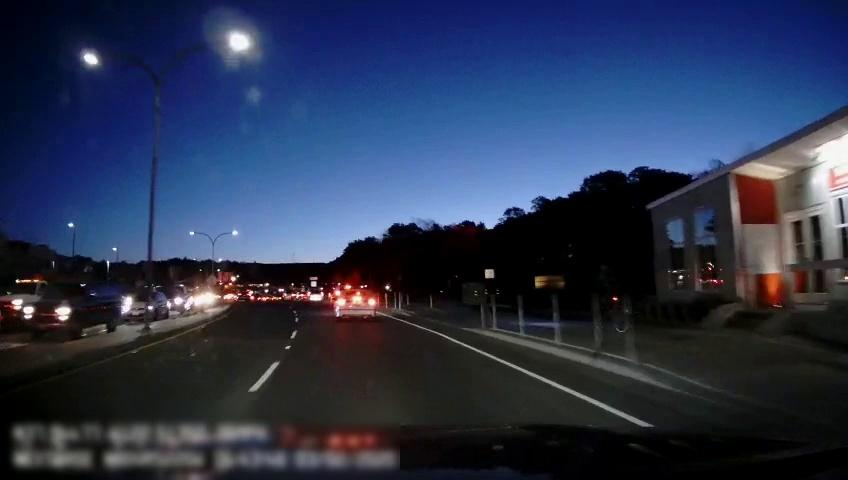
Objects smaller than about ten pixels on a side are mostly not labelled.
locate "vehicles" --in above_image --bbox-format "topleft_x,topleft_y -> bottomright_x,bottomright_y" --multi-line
121,291 -> 171,324
154,285 -> 193,316
0,280 -> 53,329
21,279 -> 124,341
331,282 -> 364,298
332,289 -> 377,321
306,288 -> 324,303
